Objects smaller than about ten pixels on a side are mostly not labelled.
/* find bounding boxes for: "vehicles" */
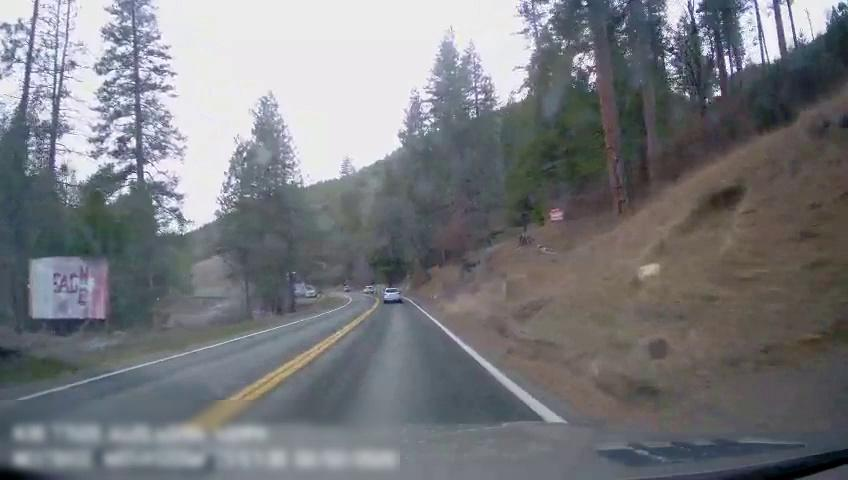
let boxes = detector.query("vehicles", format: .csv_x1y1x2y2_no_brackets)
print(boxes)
383,288,402,304
364,285,375,295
